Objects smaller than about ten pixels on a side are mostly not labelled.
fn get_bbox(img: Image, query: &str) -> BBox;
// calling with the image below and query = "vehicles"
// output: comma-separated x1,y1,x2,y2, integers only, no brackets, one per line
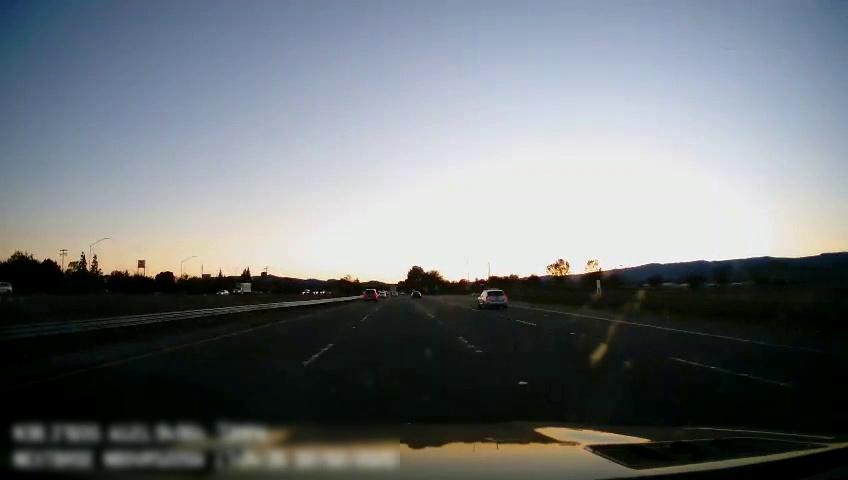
232,283,251,296
364,288,380,302
410,290,422,300
216,289,230,297
477,289,508,311
0,282,12,297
